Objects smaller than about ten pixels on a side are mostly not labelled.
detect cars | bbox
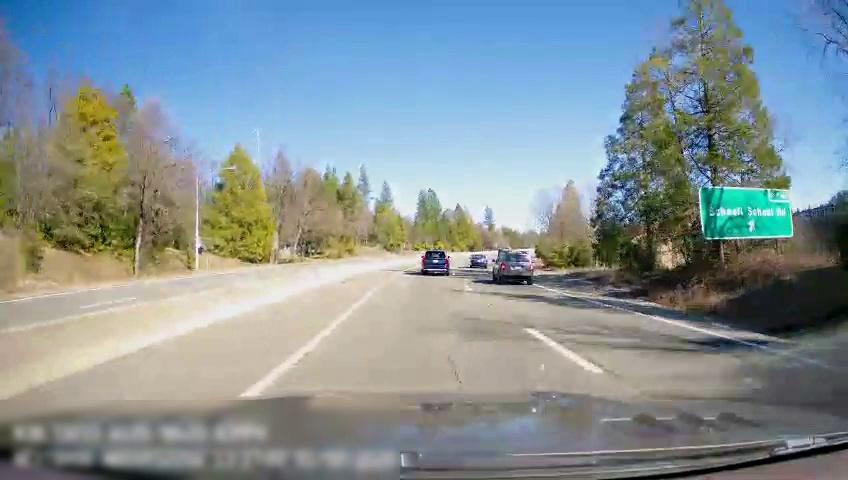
[470,255,487,268]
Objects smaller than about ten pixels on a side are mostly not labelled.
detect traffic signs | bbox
[698,185,794,239]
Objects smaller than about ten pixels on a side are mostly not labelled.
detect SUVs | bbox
[419,250,450,275]
[491,252,537,285]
